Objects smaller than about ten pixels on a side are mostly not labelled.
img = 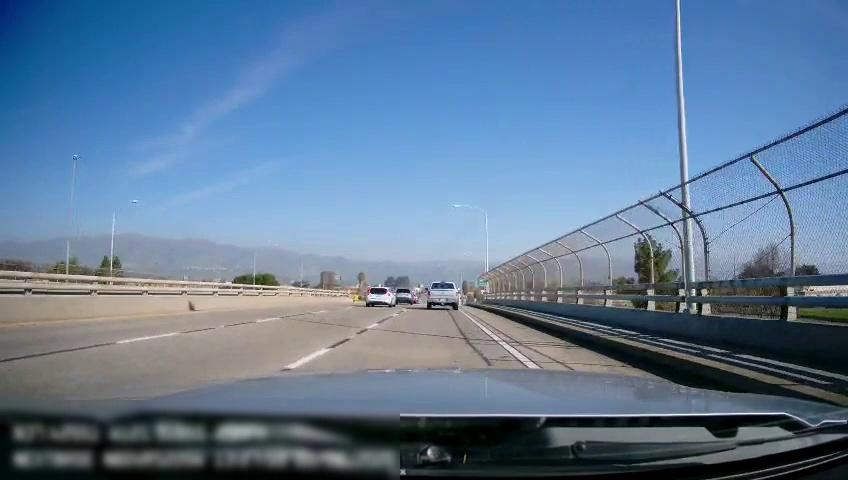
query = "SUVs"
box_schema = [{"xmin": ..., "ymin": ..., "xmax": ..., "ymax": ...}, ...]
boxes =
[
  {"xmin": 366, "ymin": 286, "xmax": 396, "ymax": 308},
  {"xmin": 394, "ymin": 287, "xmax": 416, "ymax": 305}
]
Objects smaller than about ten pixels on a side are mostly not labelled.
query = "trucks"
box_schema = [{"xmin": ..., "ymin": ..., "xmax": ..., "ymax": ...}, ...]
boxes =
[{"xmin": 424, "ymin": 281, "xmax": 459, "ymax": 310}]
